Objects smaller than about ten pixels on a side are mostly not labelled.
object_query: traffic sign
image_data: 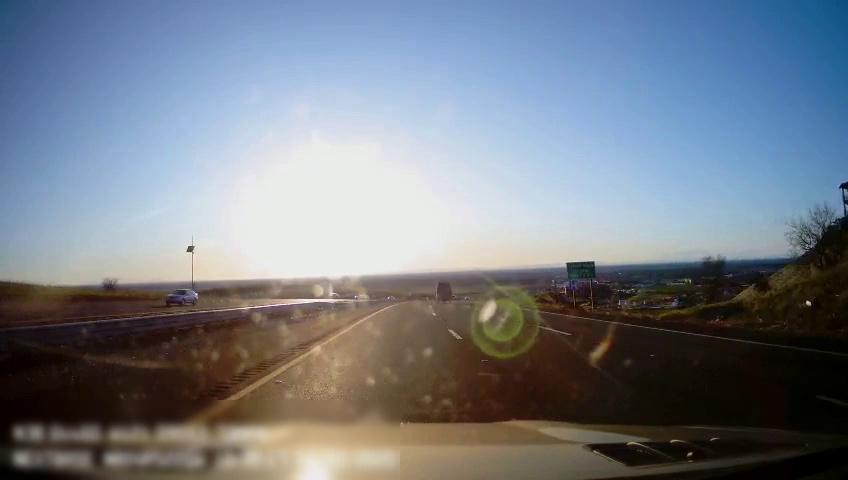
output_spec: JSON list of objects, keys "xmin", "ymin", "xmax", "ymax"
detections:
[{"xmin": 566, "ymin": 260, "xmax": 596, "ymax": 279}]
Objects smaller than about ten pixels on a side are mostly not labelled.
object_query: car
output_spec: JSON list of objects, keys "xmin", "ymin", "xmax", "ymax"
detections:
[{"xmin": 164, "ymin": 288, "xmax": 198, "ymax": 307}]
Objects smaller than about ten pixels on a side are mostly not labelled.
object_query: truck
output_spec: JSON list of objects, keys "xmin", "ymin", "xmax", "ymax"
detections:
[{"xmin": 436, "ymin": 282, "xmax": 452, "ymax": 303}]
